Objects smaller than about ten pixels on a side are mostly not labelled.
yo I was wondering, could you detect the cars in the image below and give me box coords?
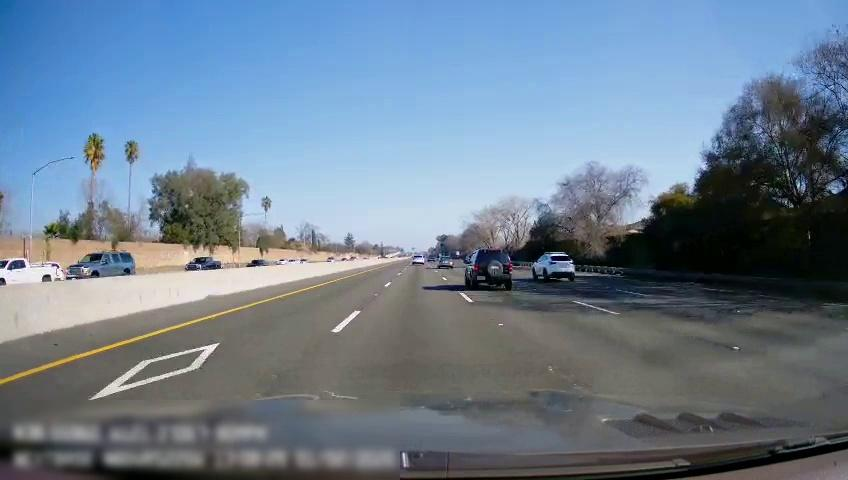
[438,256,454,270]
[32,262,64,281]
[245,259,270,267]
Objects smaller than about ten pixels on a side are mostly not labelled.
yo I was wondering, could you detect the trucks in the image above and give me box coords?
[184,256,222,271]
[0,258,57,286]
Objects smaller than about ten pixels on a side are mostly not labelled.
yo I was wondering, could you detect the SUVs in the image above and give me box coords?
[412,254,425,266]
[531,253,577,282]
[65,251,137,281]
[463,249,513,291]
